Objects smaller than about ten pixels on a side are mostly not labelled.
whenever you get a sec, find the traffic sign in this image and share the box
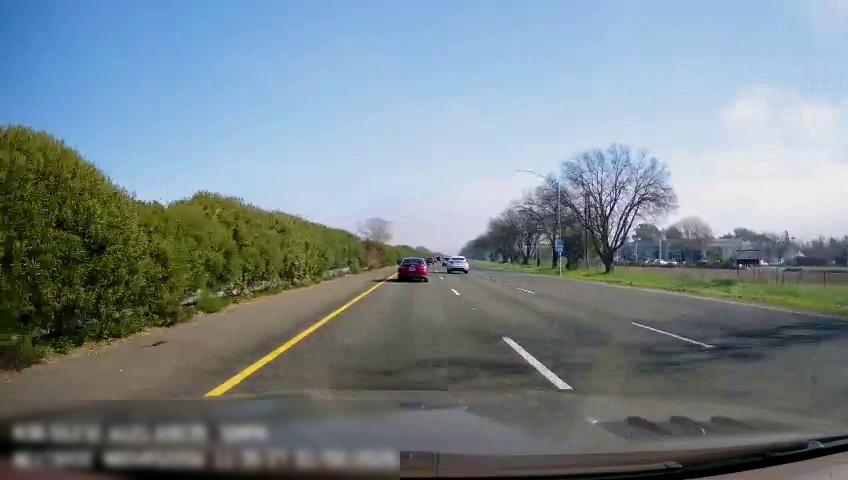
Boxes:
[555,240,567,255]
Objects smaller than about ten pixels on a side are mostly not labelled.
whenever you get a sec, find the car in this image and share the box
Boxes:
[397,257,430,283]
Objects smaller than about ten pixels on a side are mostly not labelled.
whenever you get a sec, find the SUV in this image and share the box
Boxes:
[445,254,470,274]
